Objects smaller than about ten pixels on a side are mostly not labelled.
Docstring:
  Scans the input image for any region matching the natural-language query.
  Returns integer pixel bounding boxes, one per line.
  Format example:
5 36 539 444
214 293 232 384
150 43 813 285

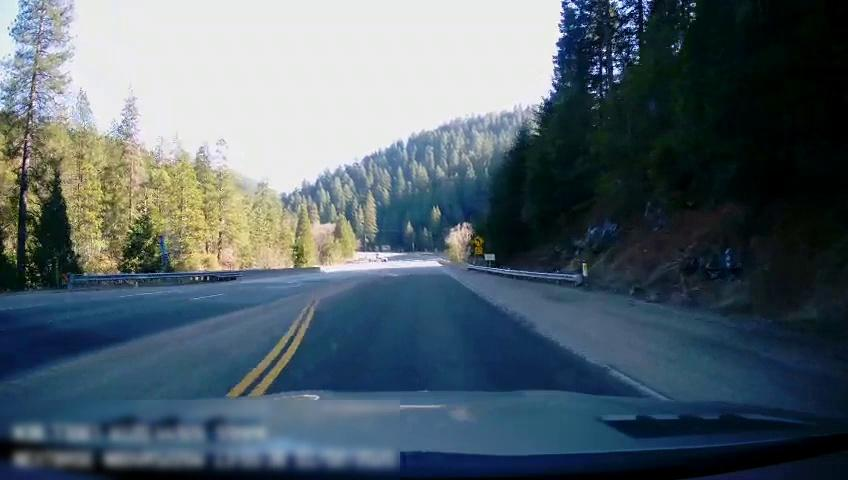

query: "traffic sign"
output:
472 236 485 246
